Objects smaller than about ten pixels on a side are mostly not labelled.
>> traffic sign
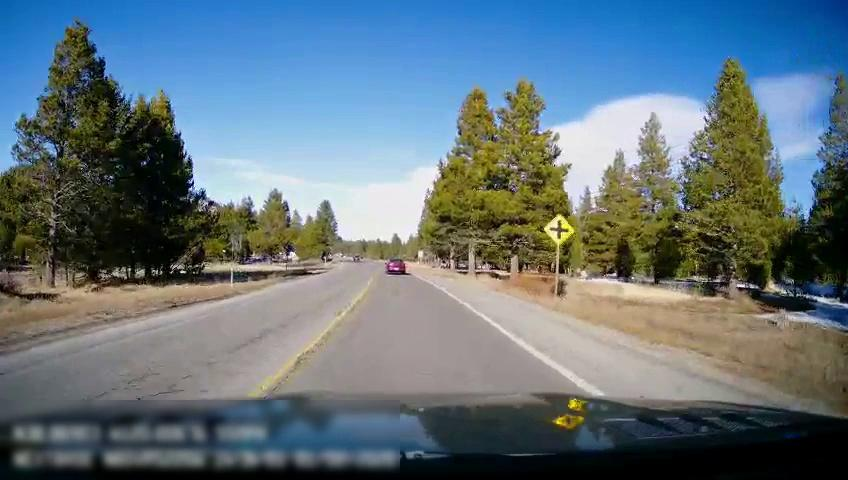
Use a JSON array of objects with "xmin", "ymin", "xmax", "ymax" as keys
[{"xmin": 542, "ymin": 213, "xmax": 574, "ymax": 244}]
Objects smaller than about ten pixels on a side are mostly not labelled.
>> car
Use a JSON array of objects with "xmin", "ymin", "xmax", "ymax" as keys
[{"xmin": 385, "ymin": 256, "xmax": 406, "ymax": 275}]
